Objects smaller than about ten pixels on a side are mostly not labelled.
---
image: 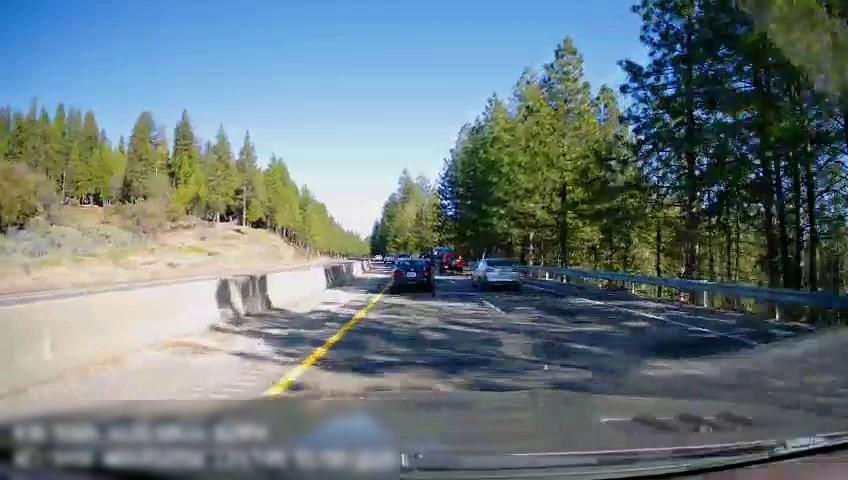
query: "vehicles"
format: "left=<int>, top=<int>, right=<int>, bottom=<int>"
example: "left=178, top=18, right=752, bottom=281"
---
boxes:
left=472, top=257, right=521, bottom=291
left=384, top=255, right=396, bottom=264
left=439, top=254, right=463, bottom=273
left=389, top=259, right=434, bottom=294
